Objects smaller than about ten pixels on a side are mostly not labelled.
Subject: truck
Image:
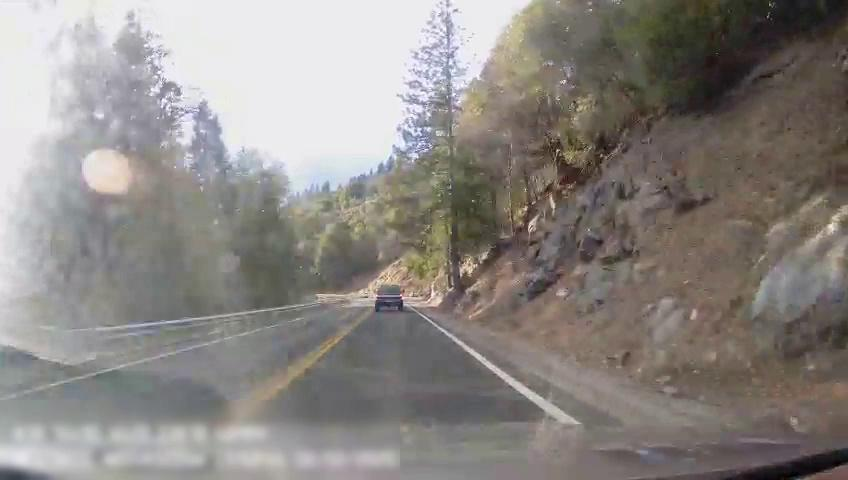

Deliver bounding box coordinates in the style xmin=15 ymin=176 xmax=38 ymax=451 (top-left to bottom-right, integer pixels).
xmin=374 ymin=284 xmax=404 ymax=312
